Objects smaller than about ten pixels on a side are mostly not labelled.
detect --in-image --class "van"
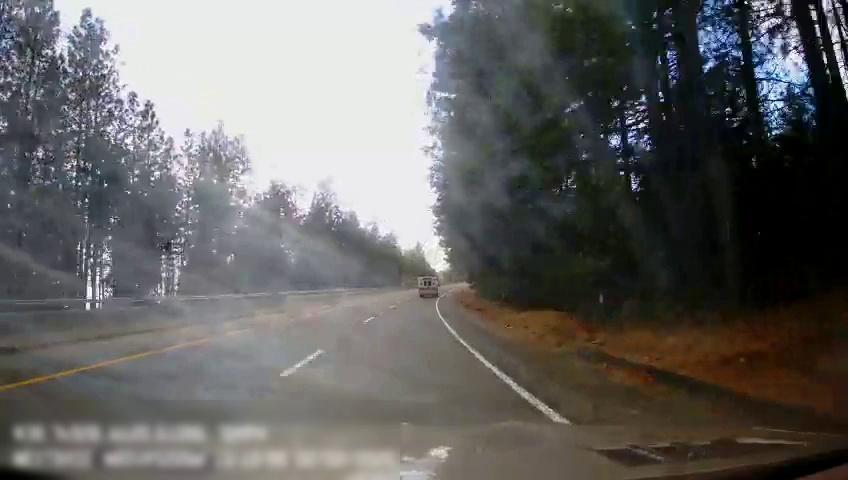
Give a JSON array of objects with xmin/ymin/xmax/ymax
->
[{"xmin": 418, "ymin": 276, "xmax": 441, "ymax": 299}]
